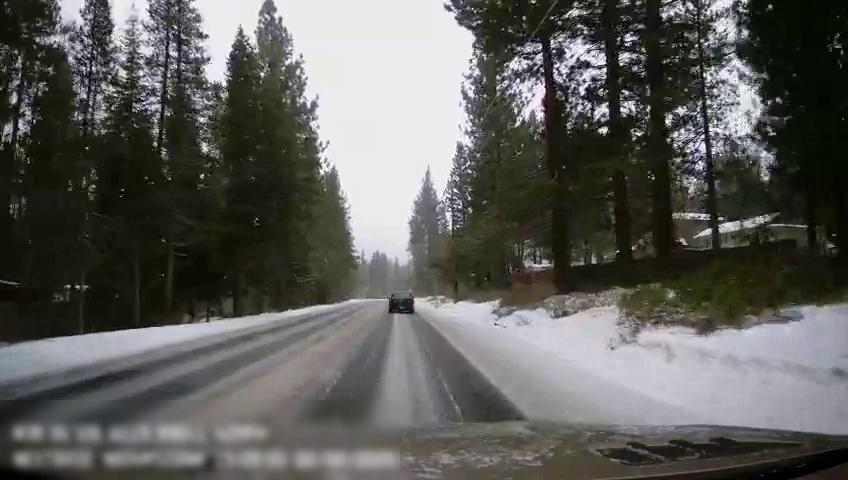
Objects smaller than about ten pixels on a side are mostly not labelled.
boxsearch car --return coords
[386,290,416,314]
